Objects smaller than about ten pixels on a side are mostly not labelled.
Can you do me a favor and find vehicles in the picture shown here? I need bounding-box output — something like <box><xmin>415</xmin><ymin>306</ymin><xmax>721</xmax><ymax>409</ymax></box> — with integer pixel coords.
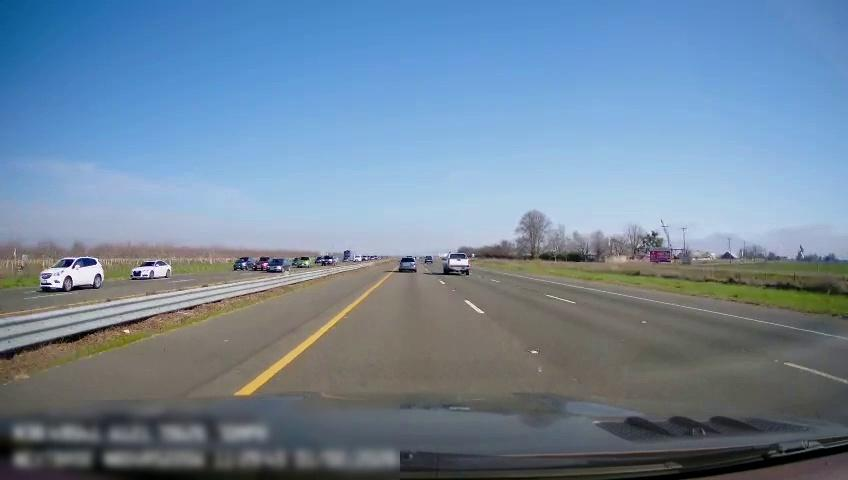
<box><xmin>398</xmin><ymin>256</ymin><xmax>418</xmax><ymax>273</ymax></box>
<box><xmin>296</xmin><ymin>256</ymin><xmax>313</xmax><ymax>268</ymax></box>
<box><xmin>253</xmin><ymin>256</ymin><xmax>272</xmax><ymax>271</ymax></box>
<box><xmin>353</xmin><ymin>255</ymin><xmax>363</xmax><ymax>263</ymax></box>
<box><xmin>291</xmin><ymin>258</ymin><xmax>299</xmax><ymax>267</ymax></box>
<box><xmin>321</xmin><ymin>255</ymin><xmax>336</xmax><ymax>267</ymax></box>
<box><xmin>233</xmin><ymin>256</ymin><xmax>254</xmax><ymax>271</ymax></box>
<box><xmin>266</xmin><ymin>258</ymin><xmax>291</xmax><ymax>274</ymax></box>
<box><xmin>315</xmin><ymin>256</ymin><xmax>324</xmax><ymax>265</ymax></box>
<box><xmin>441</xmin><ymin>253</ymin><xmax>470</xmax><ymax>276</ymax></box>
<box><xmin>130</xmin><ymin>260</ymin><xmax>172</xmax><ymax>280</ymax></box>
<box><xmin>39</xmin><ymin>257</ymin><xmax>104</xmax><ymax>292</ymax></box>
